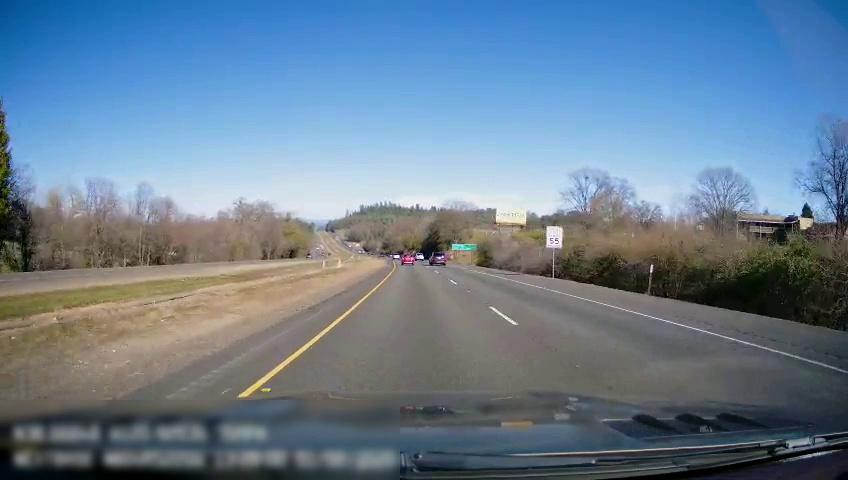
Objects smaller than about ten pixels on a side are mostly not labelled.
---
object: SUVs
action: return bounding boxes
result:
[429,251,447,266]
[400,254,416,266]
[413,253,424,262]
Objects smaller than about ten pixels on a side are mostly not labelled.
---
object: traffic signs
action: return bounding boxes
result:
[450,244,479,253]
